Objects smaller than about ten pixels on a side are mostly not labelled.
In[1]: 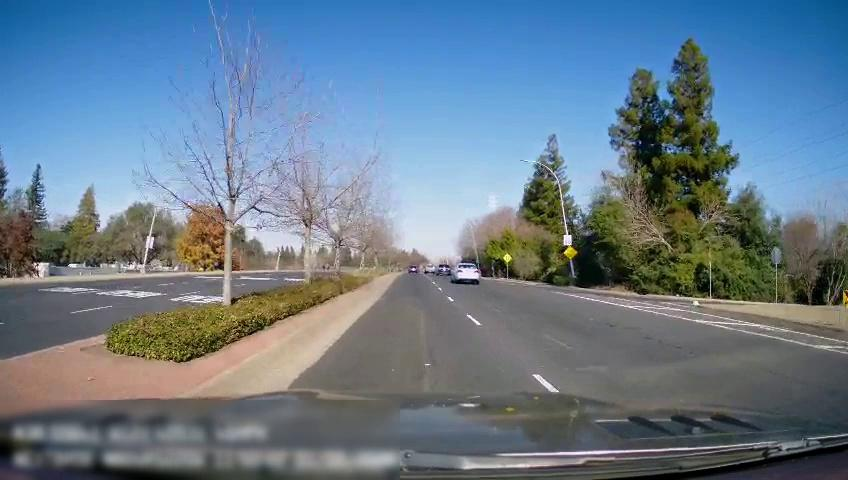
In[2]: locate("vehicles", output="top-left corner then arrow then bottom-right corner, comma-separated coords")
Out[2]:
449,262 -> 480,285
424,263 -> 436,274
436,263 -> 451,276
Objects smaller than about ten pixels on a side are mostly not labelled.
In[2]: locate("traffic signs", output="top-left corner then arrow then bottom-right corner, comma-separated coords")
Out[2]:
502,251 -> 514,264
564,245 -> 577,259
